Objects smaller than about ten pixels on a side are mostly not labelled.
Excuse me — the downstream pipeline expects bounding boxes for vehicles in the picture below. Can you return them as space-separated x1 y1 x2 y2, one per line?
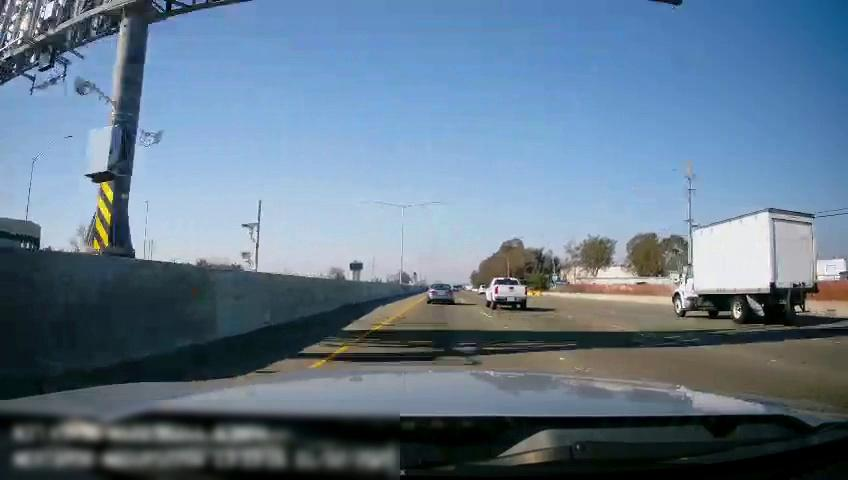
425 282 456 306
671 209 818 324
485 278 528 311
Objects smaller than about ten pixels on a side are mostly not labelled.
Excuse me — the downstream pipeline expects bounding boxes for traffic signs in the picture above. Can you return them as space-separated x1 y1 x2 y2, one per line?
93 181 113 249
